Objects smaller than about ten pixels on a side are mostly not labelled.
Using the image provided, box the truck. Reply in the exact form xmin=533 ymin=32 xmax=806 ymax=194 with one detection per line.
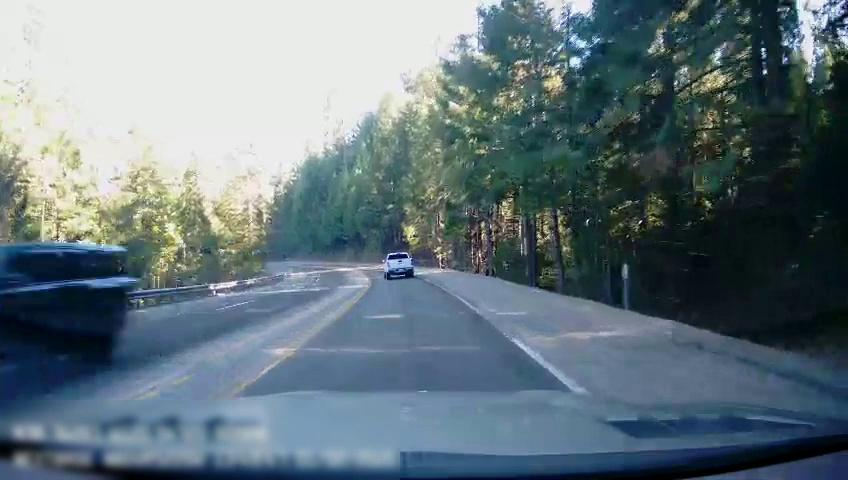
xmin=383 ymin=252 xmax=414 ymax=281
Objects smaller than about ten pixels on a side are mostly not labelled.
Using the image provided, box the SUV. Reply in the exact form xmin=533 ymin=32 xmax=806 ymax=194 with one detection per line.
xmin=0 ymin=241 xmax=139 ymax=377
